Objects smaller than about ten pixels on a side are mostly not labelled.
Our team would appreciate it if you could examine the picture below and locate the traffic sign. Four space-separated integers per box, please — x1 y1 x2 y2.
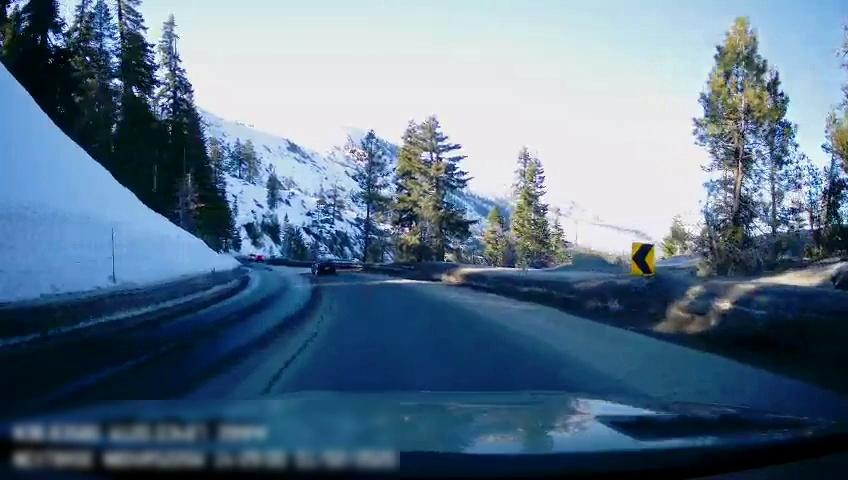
631 241 657 275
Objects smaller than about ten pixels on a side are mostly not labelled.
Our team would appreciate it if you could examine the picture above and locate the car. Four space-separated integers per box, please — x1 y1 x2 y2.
311 257 337 276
